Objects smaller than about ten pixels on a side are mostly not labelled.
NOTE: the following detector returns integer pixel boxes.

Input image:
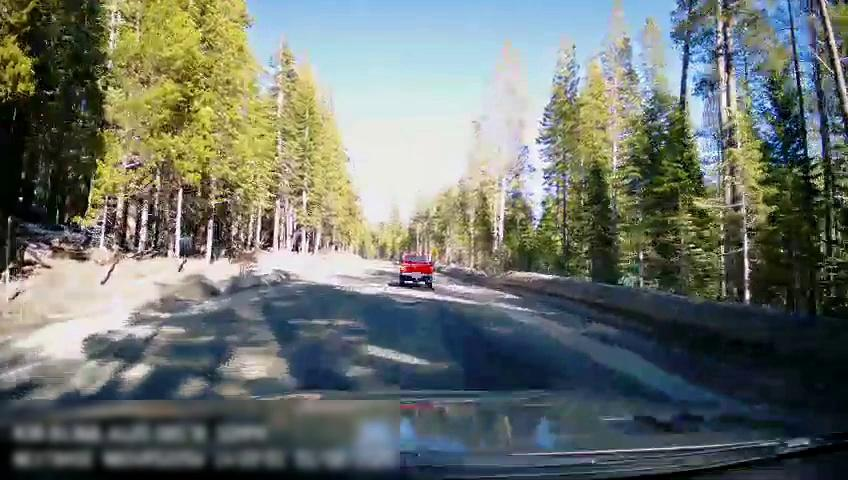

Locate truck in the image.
[398,254,433,288]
